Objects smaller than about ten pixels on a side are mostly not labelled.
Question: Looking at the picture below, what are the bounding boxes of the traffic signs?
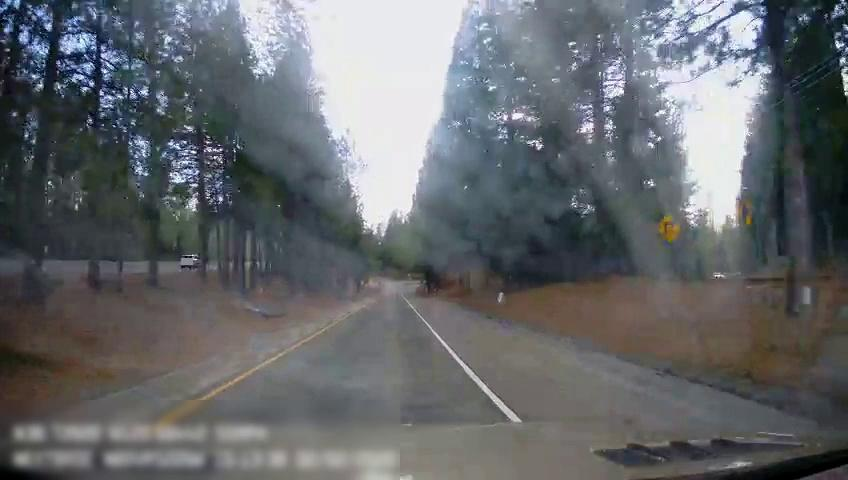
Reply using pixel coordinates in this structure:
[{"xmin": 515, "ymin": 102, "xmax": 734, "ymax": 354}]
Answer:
[
  {"xmin": 657, "ymin": 212, "xmax": 680, "ymax": 243},
  {"xmin": 738, "ymin": 202, "xmax": 753, "ymax": 224}
]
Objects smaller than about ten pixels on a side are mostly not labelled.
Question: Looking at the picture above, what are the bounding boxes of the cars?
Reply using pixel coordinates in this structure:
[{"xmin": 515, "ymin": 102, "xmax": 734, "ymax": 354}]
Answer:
[{"xmin": 180, "ymin": 254, "xmax": 200, "ymax": 269}]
